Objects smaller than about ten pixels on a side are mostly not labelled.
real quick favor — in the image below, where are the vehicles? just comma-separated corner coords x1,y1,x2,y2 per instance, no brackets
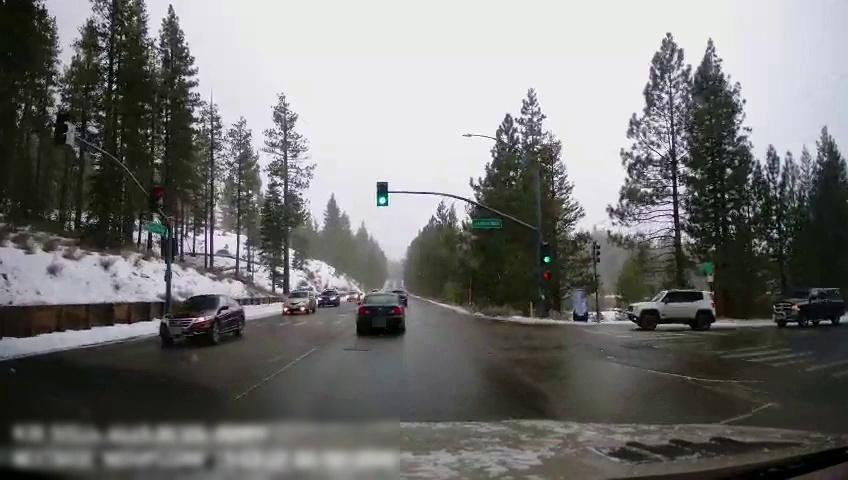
391,289,408,308
317,289,341,308
346,291,361,303
356,292,406,337
281,289,317,316
158,293,246,347
772,287,848,329
623,288,717,331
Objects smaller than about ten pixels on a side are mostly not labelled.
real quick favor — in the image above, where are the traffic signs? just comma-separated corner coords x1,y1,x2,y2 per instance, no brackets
144,223,167,236
64,121,76,145
472,218,502,230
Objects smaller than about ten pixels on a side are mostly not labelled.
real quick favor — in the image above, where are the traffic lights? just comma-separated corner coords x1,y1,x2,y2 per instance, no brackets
541,240,553,265
54,112,69,144
149,186,161,208
160,237,179,262
376,181,389,207
591,245,601,264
